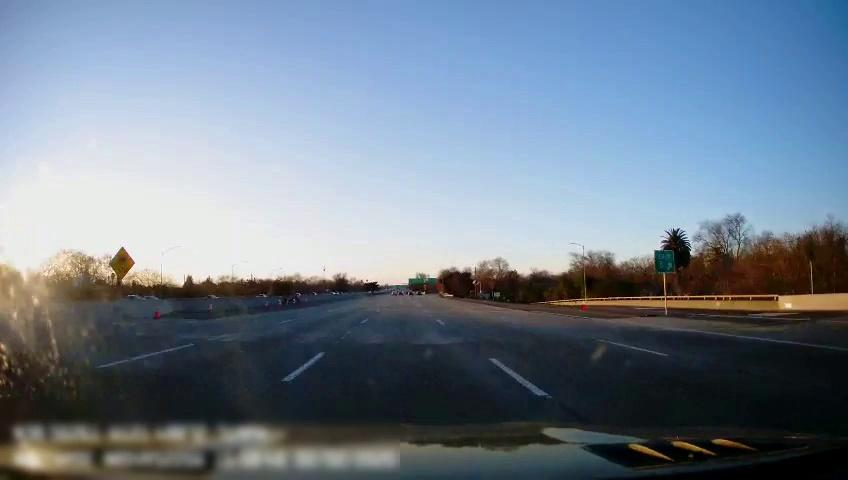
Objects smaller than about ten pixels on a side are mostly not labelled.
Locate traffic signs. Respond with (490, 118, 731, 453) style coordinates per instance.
(410, 277, 423, 285)
(426, 277, 440, 284)
(653, 249, 676, 275)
